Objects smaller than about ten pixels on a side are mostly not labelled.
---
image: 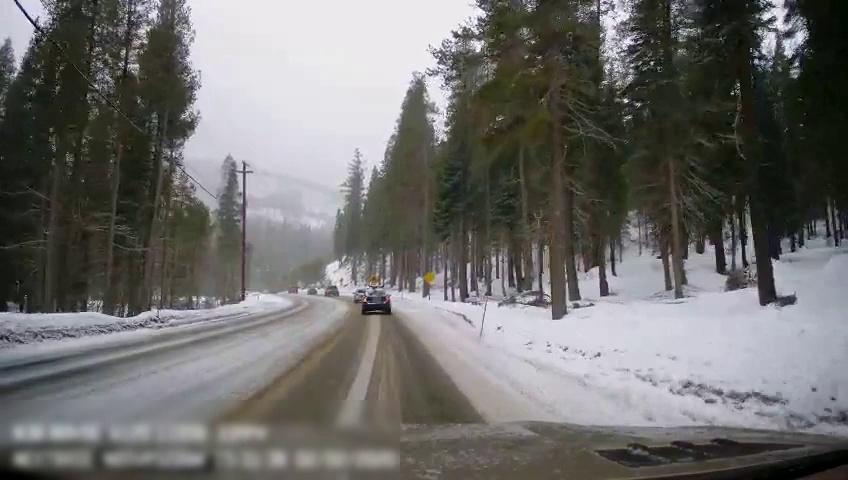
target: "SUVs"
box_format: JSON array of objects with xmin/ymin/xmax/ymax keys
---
[
  {"xmin": 325, "ymin": 285, "xmax": 340, "ymax": 297},
  {"xmin": 361, "ymin": 285, "xmax": 392, "ymax": 316}
]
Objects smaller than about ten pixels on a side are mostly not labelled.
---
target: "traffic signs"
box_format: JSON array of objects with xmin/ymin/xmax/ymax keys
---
[{"xmin": 424, "ymin": 272, "xmax": 435, "ymax": 283}]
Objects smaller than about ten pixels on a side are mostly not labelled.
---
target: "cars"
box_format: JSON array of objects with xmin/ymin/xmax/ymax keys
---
[{"xmin": 351, "ymin": 289, "xmax": 368, "ymax": 303}]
